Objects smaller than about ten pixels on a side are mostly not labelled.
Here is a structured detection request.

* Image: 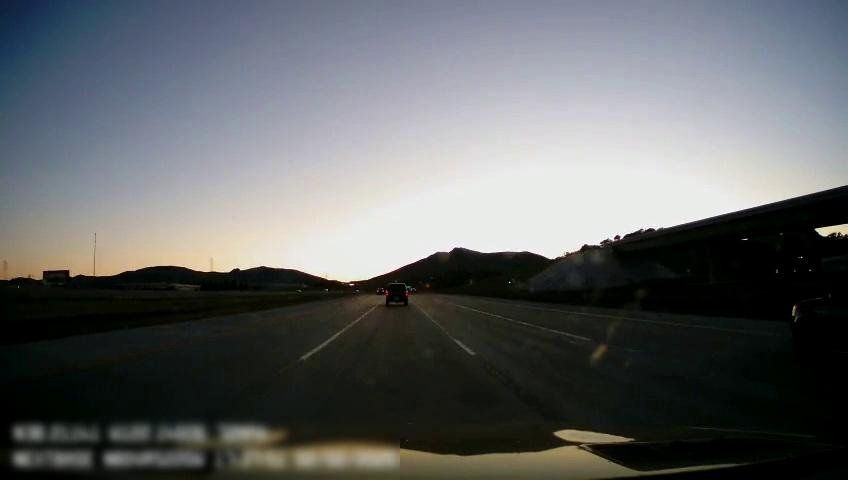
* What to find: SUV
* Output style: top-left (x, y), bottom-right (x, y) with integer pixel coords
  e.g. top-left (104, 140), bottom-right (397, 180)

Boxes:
top-left (788, 289), bottom-right (848, 362)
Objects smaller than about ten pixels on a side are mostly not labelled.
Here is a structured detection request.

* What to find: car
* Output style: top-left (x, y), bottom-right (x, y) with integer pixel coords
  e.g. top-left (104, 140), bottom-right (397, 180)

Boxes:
top-left (385, 282), bottom-right (409, 307)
